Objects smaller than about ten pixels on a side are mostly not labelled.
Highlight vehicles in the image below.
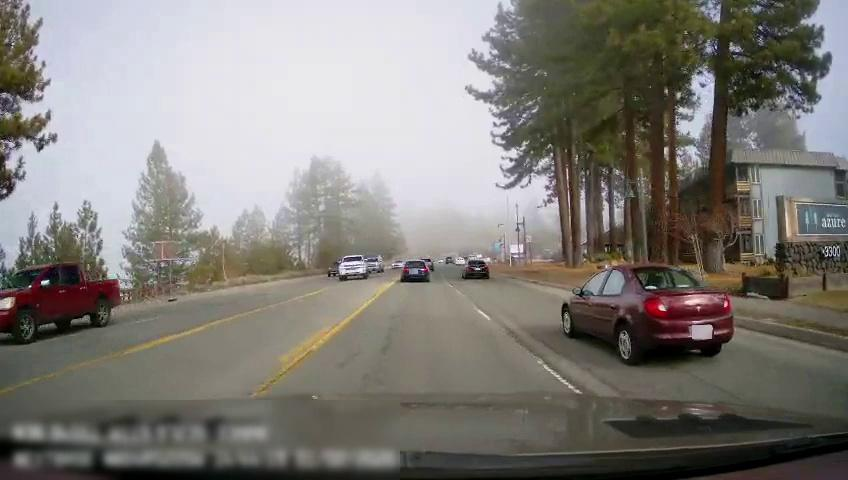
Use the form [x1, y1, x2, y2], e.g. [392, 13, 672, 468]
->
[464, 259, 490, 279]
[422, 259, 435, 272]
[443, 256, 453, 264]
[0, 262, 121, 345]
[327, 262, 338, 277]
[337, 255, 368, 280]
[454, 255, 465, 266]
[367, 256, 384, 273]
[558, 264, 735, 365]
[391, 258, 405, 268]
[401, 260, 430, 282]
